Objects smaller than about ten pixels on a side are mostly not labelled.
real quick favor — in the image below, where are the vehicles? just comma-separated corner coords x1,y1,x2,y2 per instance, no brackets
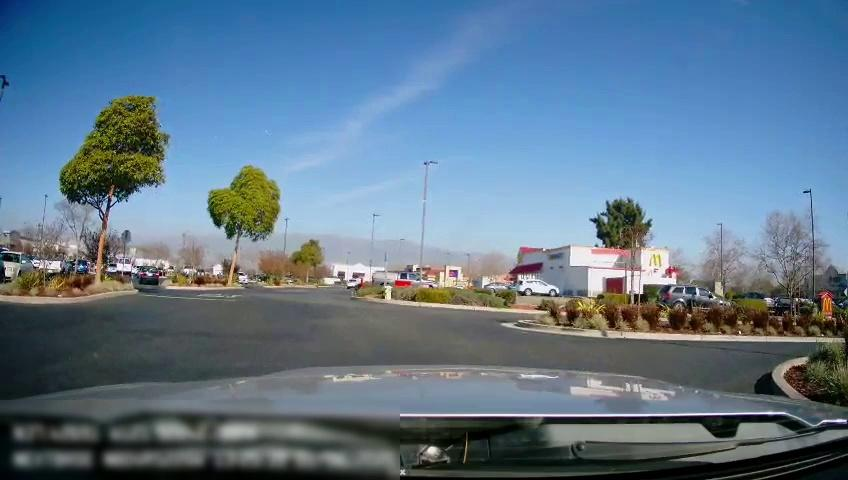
775,297,797,317
235,272,248,285
372,271,439,292
181,265,198,278
116,257,133,277
347,278,359,289
0,257,6,285
38,253,73,278
0,251,35,285
484,282,511,293
516,279,560,297
139,266,160,285
658,285,734,311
